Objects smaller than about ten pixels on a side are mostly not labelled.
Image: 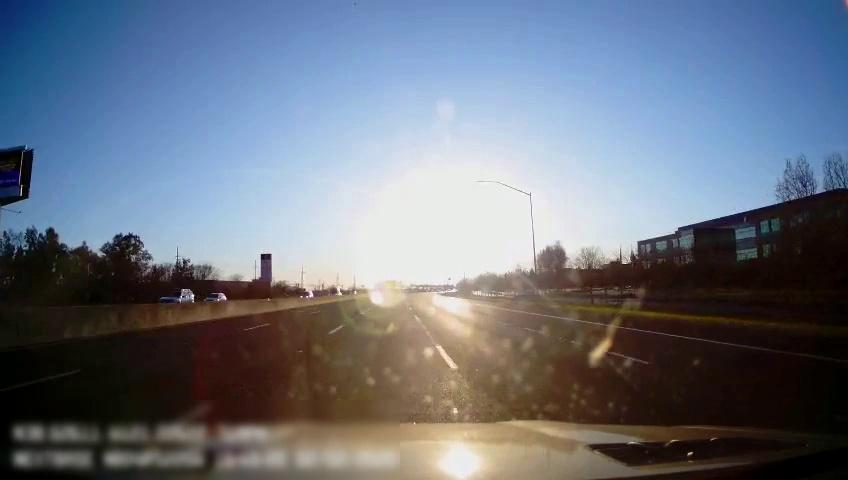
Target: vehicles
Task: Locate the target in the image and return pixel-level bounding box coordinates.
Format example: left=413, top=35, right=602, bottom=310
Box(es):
left=300, top=291, right=314, bottom=299
left=327, top=287, right=341, bottom=297
left=159, top=289, right=195, bottom=306
left=203, top=293, right=227, bottom=303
